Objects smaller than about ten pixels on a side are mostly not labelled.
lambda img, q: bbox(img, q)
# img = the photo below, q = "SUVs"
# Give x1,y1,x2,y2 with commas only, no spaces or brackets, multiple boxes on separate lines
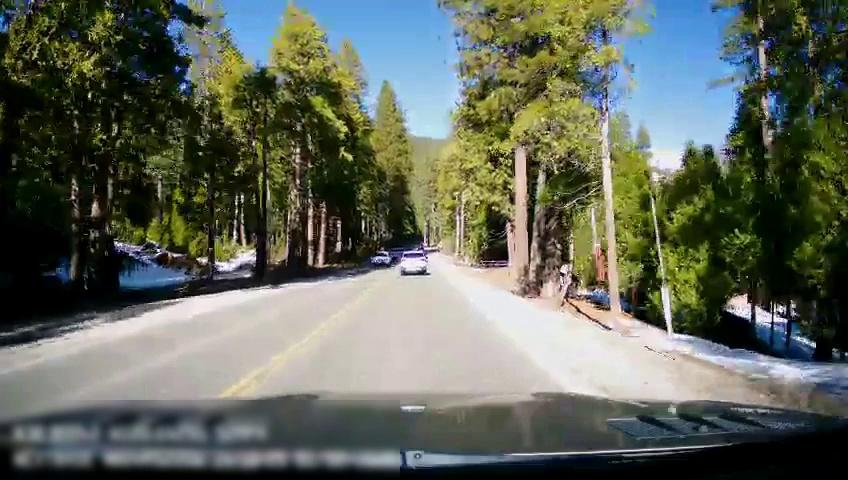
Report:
399,250,429,276
369,249,393,269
